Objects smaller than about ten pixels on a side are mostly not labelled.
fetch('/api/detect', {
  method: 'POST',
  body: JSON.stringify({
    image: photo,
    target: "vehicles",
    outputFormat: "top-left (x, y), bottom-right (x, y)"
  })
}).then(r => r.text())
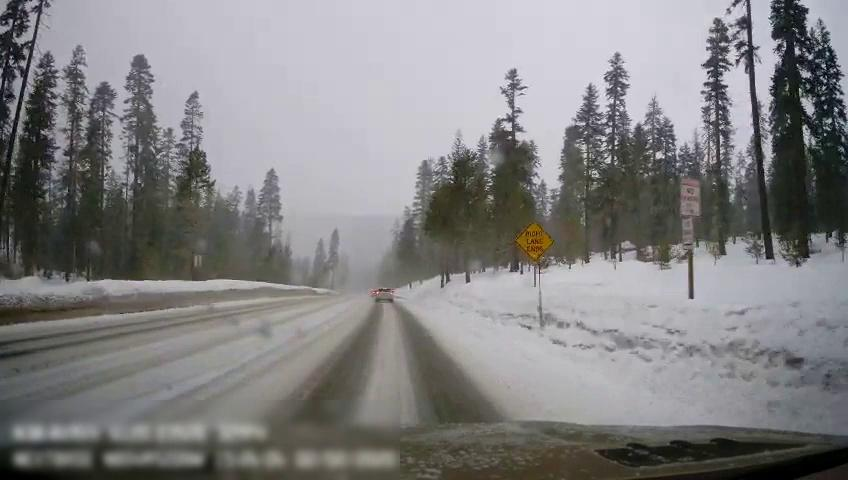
top-left (374, 286), bottom-right (394, 304)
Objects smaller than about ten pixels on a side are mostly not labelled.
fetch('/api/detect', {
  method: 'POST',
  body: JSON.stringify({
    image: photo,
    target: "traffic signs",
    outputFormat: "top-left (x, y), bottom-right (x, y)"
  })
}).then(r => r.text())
top-left (680, 176), bottom-right (703, 217)
top-left (514, 221), bottom-right (555, 260)
top-left (681, 218), bottom-right (696, 251)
